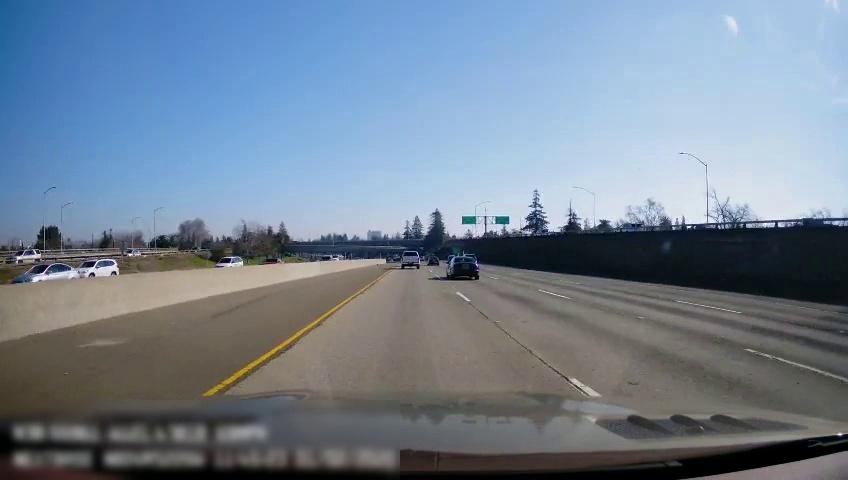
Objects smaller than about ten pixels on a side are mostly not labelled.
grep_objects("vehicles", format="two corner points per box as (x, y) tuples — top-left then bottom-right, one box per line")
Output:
(214, 256), (244, 269)
(261, 257), (287, 265)
(620, 222), (642, 232)
(12, 262), (82, 284)
(463, 253), (476, 260)
(400, 250), (421, 269)
(333, 254), (345, 261)
(428, 257), (440, 266)
(319, 254), (340, 262)
(446, 255), (481, 281)
(122, 249), (142, 257)
(75, 259), (120, 279)
(687, 223), (716, 230)
(6, 248), (43, 265)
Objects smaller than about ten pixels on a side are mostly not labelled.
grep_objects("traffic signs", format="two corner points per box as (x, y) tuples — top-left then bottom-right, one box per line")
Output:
(461, 215), (477, 225)
(495, 215), (510, 225)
